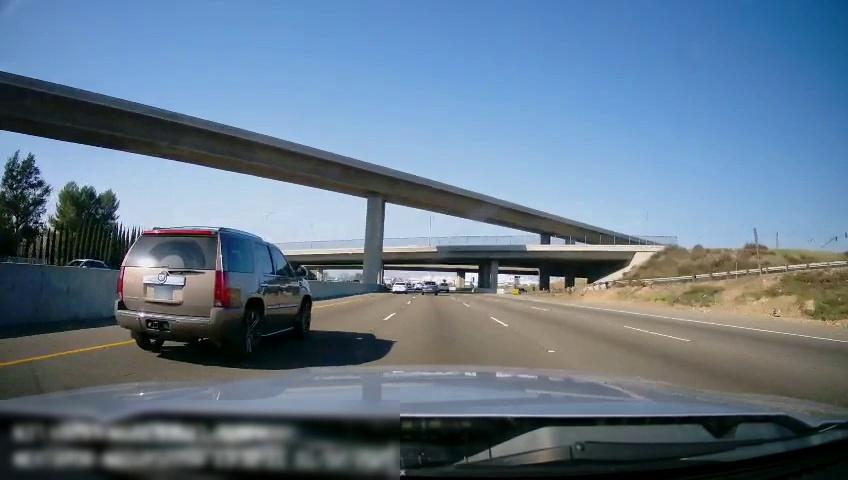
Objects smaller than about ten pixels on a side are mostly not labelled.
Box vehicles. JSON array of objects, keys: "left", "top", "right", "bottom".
[
  {"left": 421, "top": 281, "right": 438, "bottom": 296},
  {"left": 60, "top": 258, "right": 112, "bottom": 270},
  {"left": 437, "top": 282, "right": 450, "bottom": 293},
  {"left": 391, "top": 281, "right": 408, "bottom": 295},
  {"left": 111, "top": 225, "right": 312, "bottom": 365}
]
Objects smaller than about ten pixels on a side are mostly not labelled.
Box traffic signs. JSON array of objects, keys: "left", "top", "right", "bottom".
[{"left": 513, "top": 275, "right": 521, "bottom": 286}]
